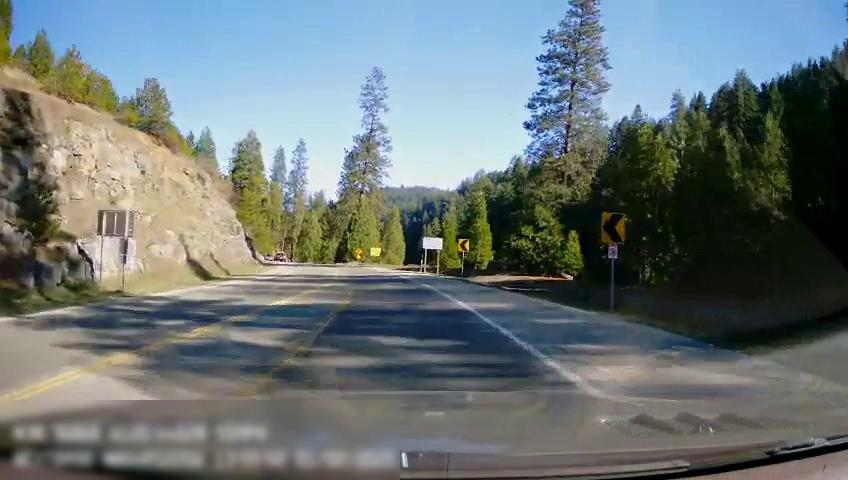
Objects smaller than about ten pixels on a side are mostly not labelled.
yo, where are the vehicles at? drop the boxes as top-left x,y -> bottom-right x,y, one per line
272,251 -> 288,264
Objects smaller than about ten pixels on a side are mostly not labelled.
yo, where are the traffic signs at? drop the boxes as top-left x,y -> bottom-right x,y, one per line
607,245 -> 619,260
422,237 -> 444,250
370,248 -> 381,257
457,238 -> 470,253
599,212 -> 625,245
